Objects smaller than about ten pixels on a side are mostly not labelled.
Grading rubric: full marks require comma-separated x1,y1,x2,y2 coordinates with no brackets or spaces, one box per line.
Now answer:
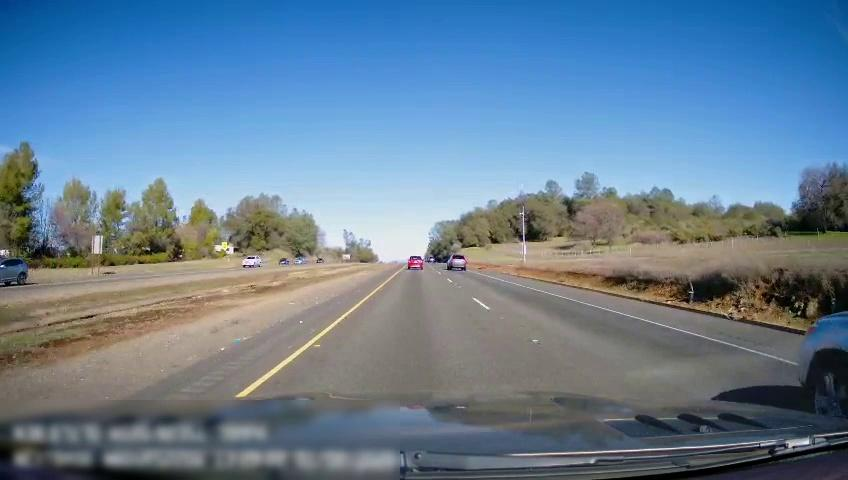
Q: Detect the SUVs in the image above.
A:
407,255,424,270
799,309,848,420
446,253,469,271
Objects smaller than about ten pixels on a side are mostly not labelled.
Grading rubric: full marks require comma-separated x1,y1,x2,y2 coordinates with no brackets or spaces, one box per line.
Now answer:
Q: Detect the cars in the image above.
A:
241,255,262,268
0,256,30,287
